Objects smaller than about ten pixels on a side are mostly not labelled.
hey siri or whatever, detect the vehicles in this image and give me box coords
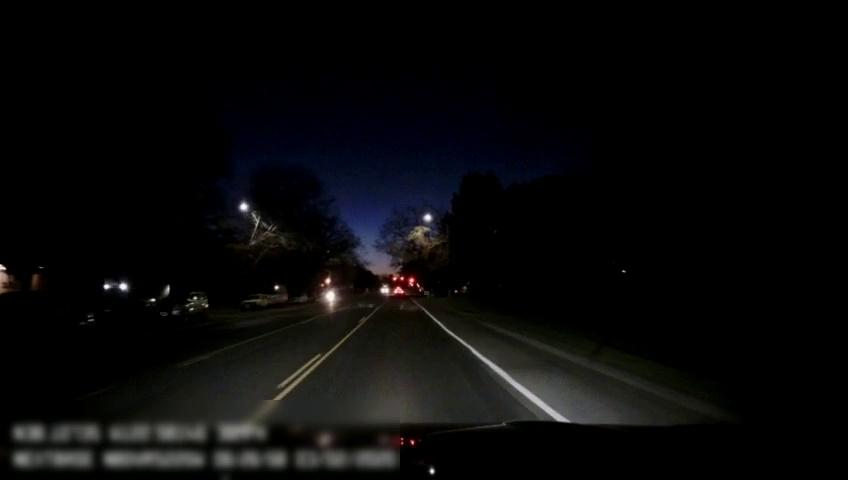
[254,283,289,309]
[241,293,270,311]
[149,290,210,327]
